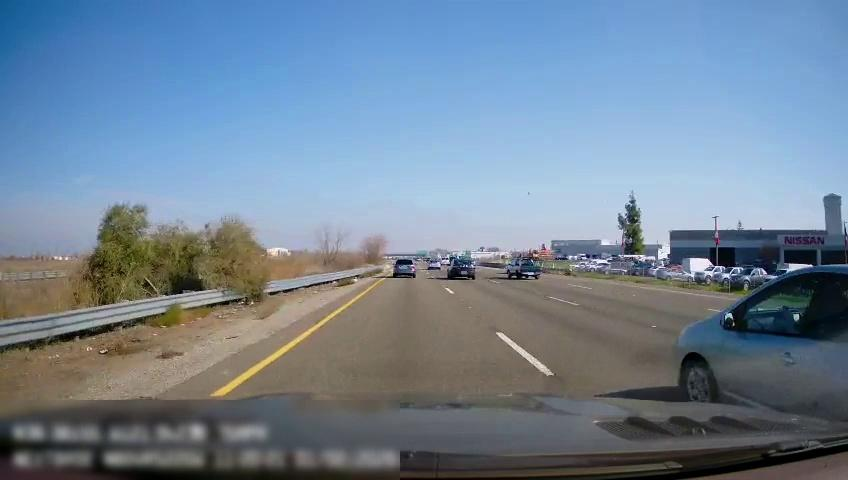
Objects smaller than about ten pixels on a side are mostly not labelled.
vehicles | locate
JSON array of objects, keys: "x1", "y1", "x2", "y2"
[
  {"x1": 427, "y1": 259, "x2": 441, "y2": 270},
  {"x1": 506, "y1": 253, "x2": 541, "y2": 280},
  {"x1": 673, "y1": 263, "x2": 848, "y2": 426},
  {"x1": 505, "y1": 258, "x2": 519, "y2": 274},
  {"x1": 439, "y1": 256, "x2": 450, "y2": 266},
  {"x1": 392, "y1": 259, "x2": 416, "y2": 279},
  {"x1": 446, "y1": 258, "x2": 476, "y2": 280}
]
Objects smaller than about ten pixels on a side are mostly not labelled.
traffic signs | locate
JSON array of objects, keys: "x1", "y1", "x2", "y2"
[{"x1": 415, "y1": 250, "x2": 427, "y2": 257}]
